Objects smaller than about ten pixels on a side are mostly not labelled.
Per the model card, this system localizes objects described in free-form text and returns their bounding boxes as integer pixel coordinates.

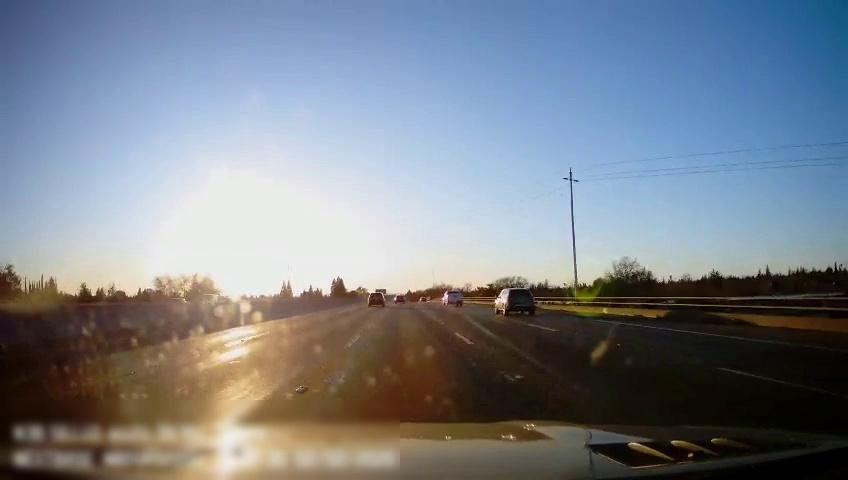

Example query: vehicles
[166,297,187,305]
[200,294,227,306]
[441,291,463,307]
[494,287,536,316]
[394,295,406,305]
[367,292,386,308]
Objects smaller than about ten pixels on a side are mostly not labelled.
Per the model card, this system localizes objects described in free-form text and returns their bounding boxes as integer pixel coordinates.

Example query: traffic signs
[375,288,387,295]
